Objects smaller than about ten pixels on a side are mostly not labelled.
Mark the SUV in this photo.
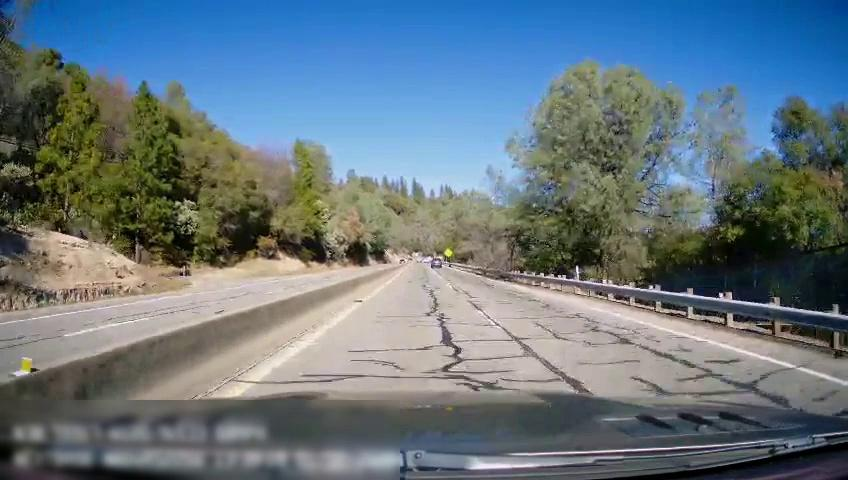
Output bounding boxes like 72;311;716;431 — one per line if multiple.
430;257;442;269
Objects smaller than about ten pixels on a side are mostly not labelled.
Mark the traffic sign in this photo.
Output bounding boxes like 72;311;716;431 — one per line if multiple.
443;248;454;258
